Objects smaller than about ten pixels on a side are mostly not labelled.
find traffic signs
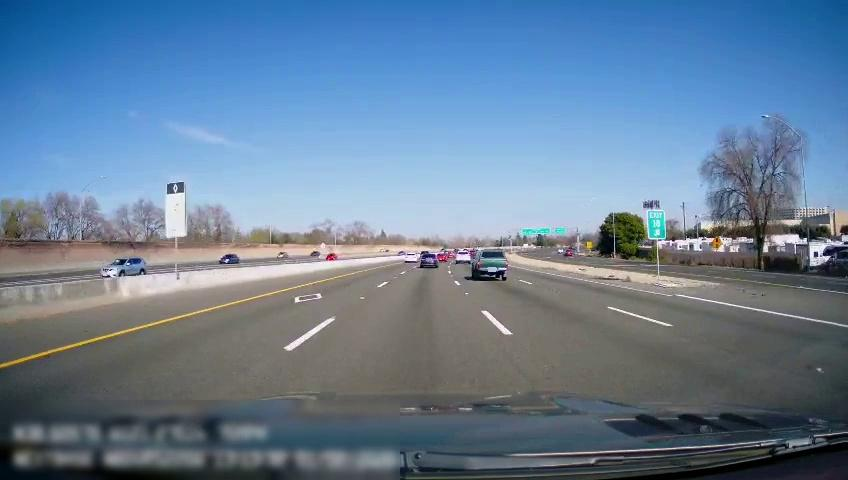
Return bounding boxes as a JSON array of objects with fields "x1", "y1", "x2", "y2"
[
  {"x1": 165, "y1": 181, "x2": 186, "y2": 238},
  {"x1": 552, "y1": 227, "x2": 567, "y2": 235},
  {"x1": 712, "y1": 236, "x2": 722, "y2": 249},
  {"x1": 647, "y1": 210, "x2": 667, "y2": 240},
  {"x1": 522, "y1": 227, "x2": 550, "y2": 236}
]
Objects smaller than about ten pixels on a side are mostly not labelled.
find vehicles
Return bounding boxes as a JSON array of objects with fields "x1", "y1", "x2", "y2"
[
  {"x1": 403, "y1": 253, "x2": 419, "y2": 264},
  {"x1": 471, "y1": 248, "x2": 509, "y2": 281},
  {"x1": 218, "y1": 253, "x2": 240, "y2": 265},
  {"x1": 420, "y1": 253, "x2": 438, "y2": 269},
  {"x1": 309, "y1": 250, "x2": 320, "y2": 257},
  {"x1": 325, "y1": 252, "x2": 338, "y2": 261},
  {"x1": 100, "y1": 255, "x2": 147, "y2": 279},
  {"x1": 276, "y1": 251, "x2": 289, "y2": 260},
  {"x1": 455, "y1": 249, "x2": 471, "y2": 265},
  {"x1": 435, "y1": 253, "x2": 448, "y2": 263}
]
